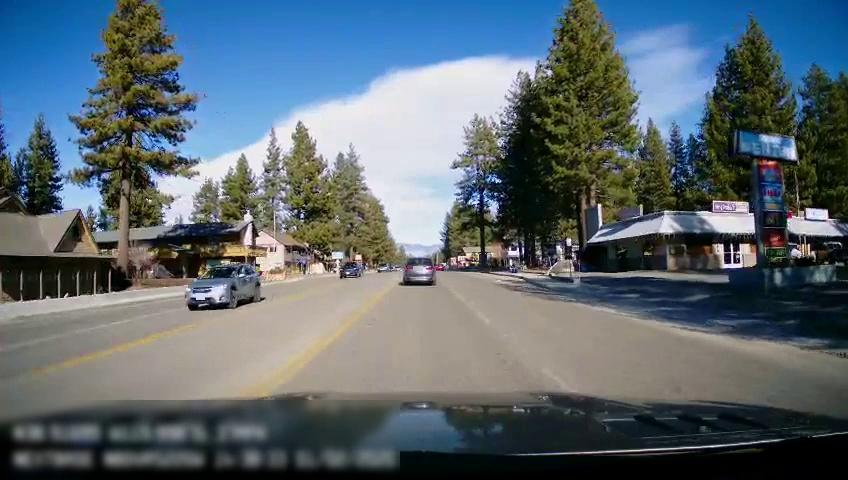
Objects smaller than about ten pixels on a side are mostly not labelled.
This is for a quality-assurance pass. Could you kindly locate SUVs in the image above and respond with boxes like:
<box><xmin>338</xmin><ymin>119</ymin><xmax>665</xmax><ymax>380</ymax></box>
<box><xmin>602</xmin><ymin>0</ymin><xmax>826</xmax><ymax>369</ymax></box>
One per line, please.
<box><xmin>402</xmin><ymin>258</ymin><xmax>435</xmax><ymax>286</ymax></box>
<box><xmin>184</xmin><ymin>263</ymin><xmax>263</xmax><ymax>311</ymax></box>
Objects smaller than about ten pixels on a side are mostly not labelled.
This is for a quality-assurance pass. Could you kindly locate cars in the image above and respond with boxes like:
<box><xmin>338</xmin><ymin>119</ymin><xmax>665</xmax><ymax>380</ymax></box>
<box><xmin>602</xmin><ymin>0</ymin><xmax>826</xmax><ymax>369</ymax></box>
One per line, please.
<box><xmin>782</xmin><ymin>243</ymin><xmax>801</xmax><ymax>261</ymax></box>
<box><xmin>340</xmin><ymin>262</ymin><xmax>361</xmax><ymax>279</ymax></box>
